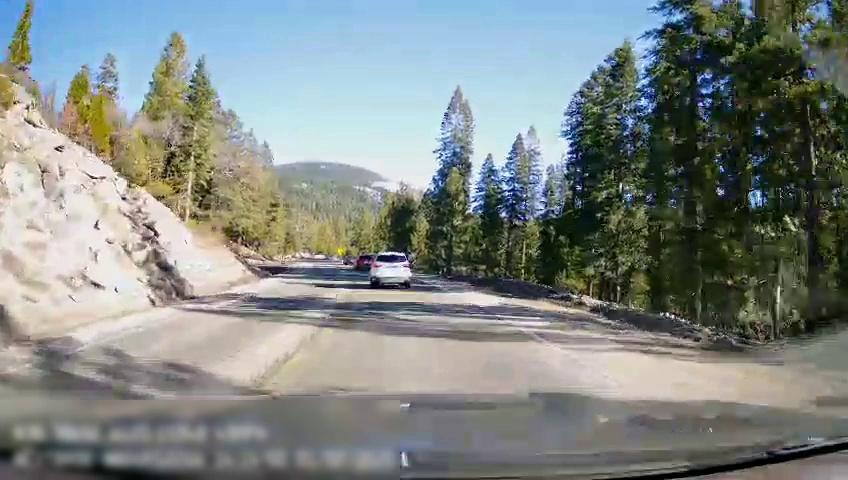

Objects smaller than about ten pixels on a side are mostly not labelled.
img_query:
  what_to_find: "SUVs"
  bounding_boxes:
[369,252,411,290]
[352,253,377,272]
